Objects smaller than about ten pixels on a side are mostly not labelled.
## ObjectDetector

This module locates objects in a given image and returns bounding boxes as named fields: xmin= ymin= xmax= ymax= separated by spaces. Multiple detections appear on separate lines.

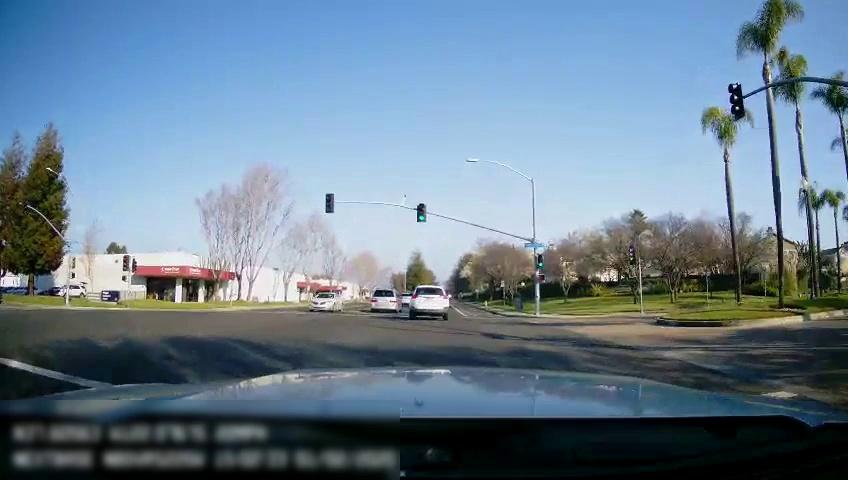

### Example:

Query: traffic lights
xmin=727 ymin=81 xmax=747 ymax=122
xmin=627 ymin=244 xmax=637 ymax=266
xmin=536 ymin=253 xmax=545 ymax=269
xmin=324 ymin=192 xmax=335 ymax=214
xmin=122 ymin=254 xmax=130 ymax=272
xmin=415 ymin=202 xmax=428 ymax=223
xmin=131 ymin=257 xmax=138 ymax=273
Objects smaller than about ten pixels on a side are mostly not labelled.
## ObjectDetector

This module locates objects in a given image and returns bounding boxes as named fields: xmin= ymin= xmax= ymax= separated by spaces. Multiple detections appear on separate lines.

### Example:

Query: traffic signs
xmin=523 ymin=242 xmax=546 ymax=249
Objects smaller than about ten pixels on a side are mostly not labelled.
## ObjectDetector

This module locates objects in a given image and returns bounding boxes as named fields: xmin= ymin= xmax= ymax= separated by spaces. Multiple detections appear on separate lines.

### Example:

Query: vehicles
xmin=408 ymin=284 xmax=450 ymax=321
xmin=54 ymin=284 xmax=88 ymax=299
xmin=369 ymin=288 xmax=403 ymax=314
xmin=395 ymin=292 xmax=413 ymax=305
xmin=309 ymin=292 xmax=343 ymax=313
